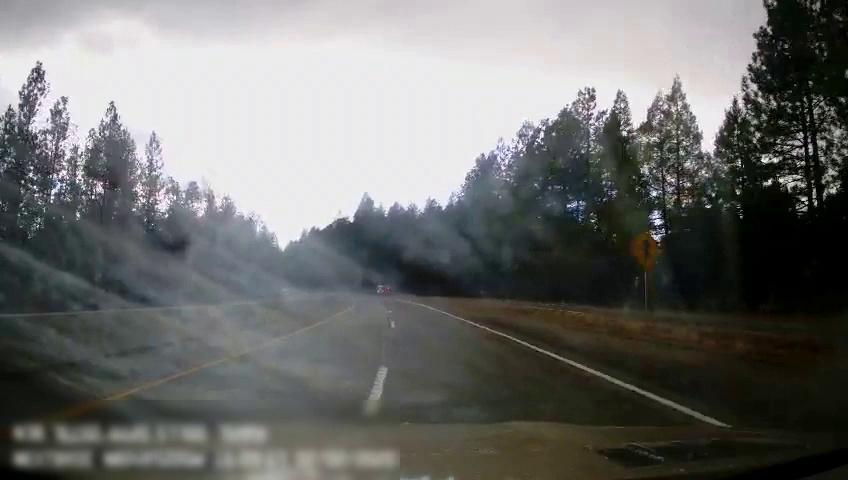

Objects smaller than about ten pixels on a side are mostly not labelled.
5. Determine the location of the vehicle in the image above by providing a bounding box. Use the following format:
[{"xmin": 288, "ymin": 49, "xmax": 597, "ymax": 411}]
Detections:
[{"xmin": 376, "ymin": 284, "xmax": 391, "ymax": 294}]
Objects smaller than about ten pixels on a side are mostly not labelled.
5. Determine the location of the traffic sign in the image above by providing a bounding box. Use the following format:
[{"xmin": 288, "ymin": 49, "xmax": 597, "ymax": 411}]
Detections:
[{"xmin": 630, "ymin": 230, "xmax": 659, "ymax": 273}]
